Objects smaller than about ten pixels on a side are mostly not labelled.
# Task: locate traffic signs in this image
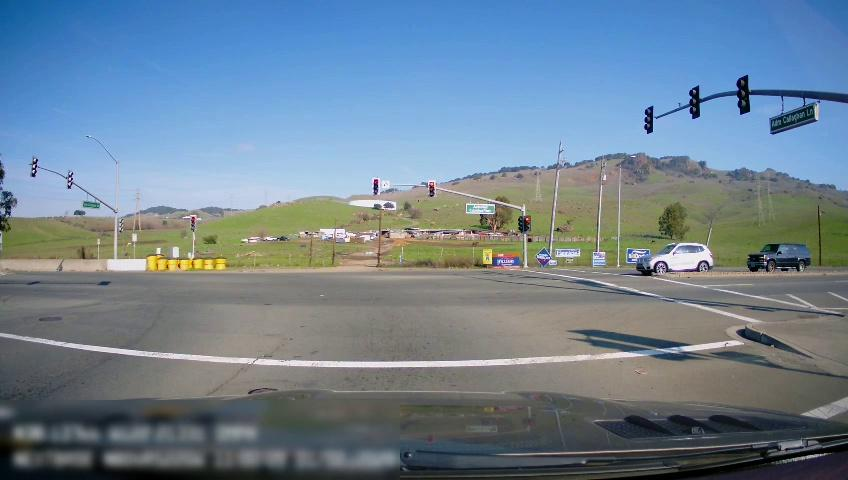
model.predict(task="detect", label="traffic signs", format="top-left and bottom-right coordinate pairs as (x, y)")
top-left (464, 201), bottom-right (497, 216)
top-left (81, 199), bottom-right (101, 209)
top-left (768, 100), bottom-right (821, 135)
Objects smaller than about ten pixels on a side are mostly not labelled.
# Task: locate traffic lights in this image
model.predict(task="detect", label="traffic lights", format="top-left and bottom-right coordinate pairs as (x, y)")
top-left (735, 74), bottom-right (751, 115)
top-left (372, 177), bottom-right (381, 196)
top-left (687, 84), bottom-right (702, 120)
top-left (66, 168), bottom-right (75, 190)
top-left (116, 215), bottom-right (125, 233)
top-left (30, 156), bottom-right (40, 178)
top-left (189, 214), bottom-right (198, 232)
top-left (517, 215), bottom-right (525, 232)
top-left (643, 104), bottom-right (655, 135)
top-left (523, 214), bottom-right (533, 232)
top-left (426, 178), bottom-right (437, 197)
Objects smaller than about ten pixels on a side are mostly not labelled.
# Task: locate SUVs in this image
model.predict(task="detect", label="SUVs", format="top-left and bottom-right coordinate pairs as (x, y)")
top-left (636, 242), bottom-right (714, 276)
top-left (745, 243), bottom-right (811, 273)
